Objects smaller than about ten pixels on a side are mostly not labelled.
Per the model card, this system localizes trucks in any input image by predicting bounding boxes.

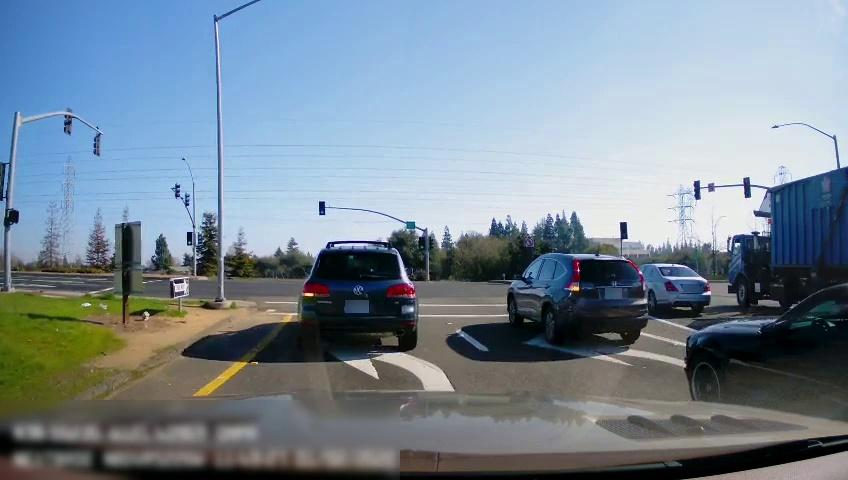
[726,165,848,312]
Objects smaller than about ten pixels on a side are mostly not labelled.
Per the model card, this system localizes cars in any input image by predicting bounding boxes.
[682,282,848,420]
[636,264,715,316]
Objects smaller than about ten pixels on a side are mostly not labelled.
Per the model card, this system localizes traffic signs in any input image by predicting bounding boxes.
[405,220,416,229]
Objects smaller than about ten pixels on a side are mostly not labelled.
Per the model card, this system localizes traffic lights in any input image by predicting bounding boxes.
[0,163,5,200]
[429,237,435,250]
[619,221,628,241]
[692,179,701,201]
[417,236,425,251]
[62,111,73,136]
[183,193,190,207]
[743,176,752,198]
[186,232,193,246]
[8,210,19,222]
[172,184,181,200]
[319,201,326,216]
[92,135,100,158]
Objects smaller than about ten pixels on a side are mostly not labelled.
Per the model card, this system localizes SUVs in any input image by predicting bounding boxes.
[505,251,649,345]
[298,248,421,354]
